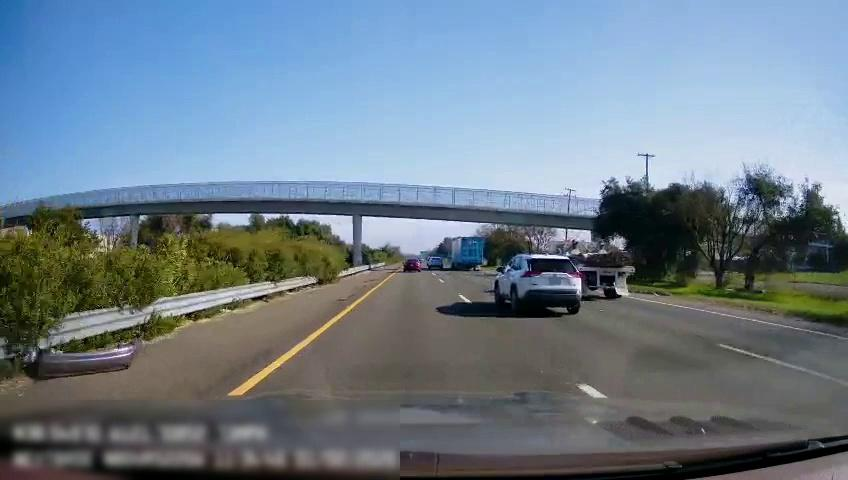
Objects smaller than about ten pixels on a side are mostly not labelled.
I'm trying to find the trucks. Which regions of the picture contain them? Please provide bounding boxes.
[451,237,486,271]
[547,241,636,302]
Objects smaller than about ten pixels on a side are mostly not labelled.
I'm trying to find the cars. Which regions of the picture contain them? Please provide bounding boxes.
[402,256,422,273]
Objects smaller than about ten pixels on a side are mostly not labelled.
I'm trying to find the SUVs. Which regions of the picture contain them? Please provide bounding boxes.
[493,254,582,315]
[427,257,445,270]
